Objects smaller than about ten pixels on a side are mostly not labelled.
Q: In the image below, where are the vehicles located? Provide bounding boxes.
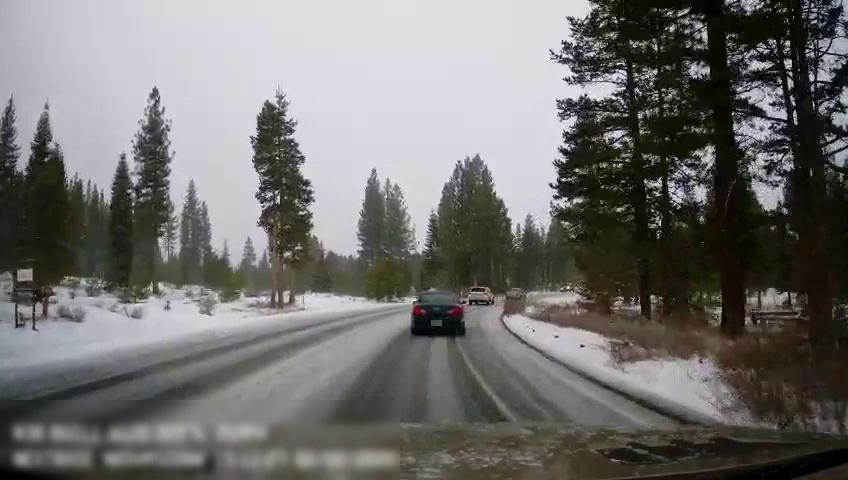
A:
[411,291,467,334]
[560,284,575,293]
[505,288,527,300]
[468,286,495,306]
